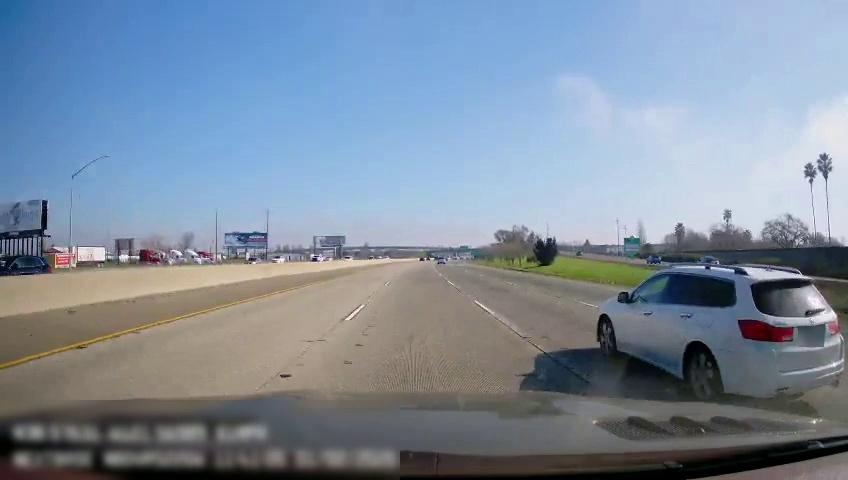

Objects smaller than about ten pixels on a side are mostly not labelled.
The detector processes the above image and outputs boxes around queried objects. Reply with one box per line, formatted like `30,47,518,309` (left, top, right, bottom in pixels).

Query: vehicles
271,255,286,264
244,257,260,265
701,255,717,263
311,254,324,262
0,254,53,277
647,256,662,264
594,262,847,405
